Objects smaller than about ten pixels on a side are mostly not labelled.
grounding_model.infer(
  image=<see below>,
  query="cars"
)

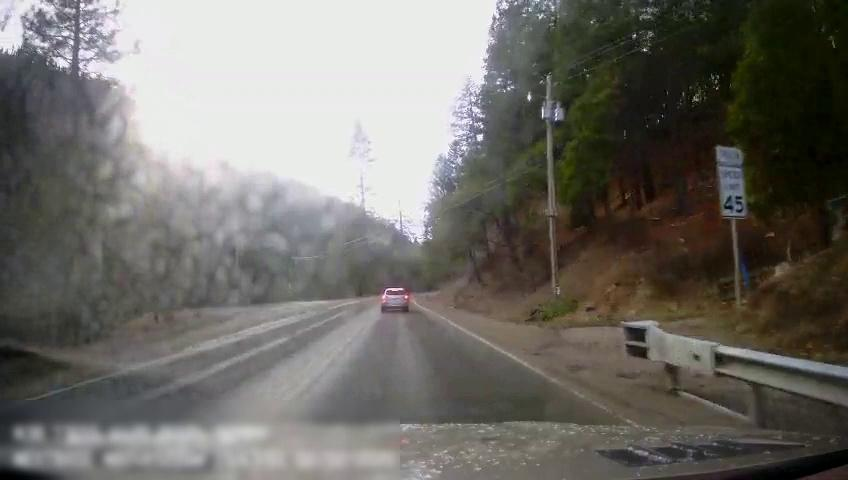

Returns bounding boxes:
[381,287,409,313]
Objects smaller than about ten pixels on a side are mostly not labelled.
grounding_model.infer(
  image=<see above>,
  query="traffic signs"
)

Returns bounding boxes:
[717,166,748,218]
[715,144,745,166]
